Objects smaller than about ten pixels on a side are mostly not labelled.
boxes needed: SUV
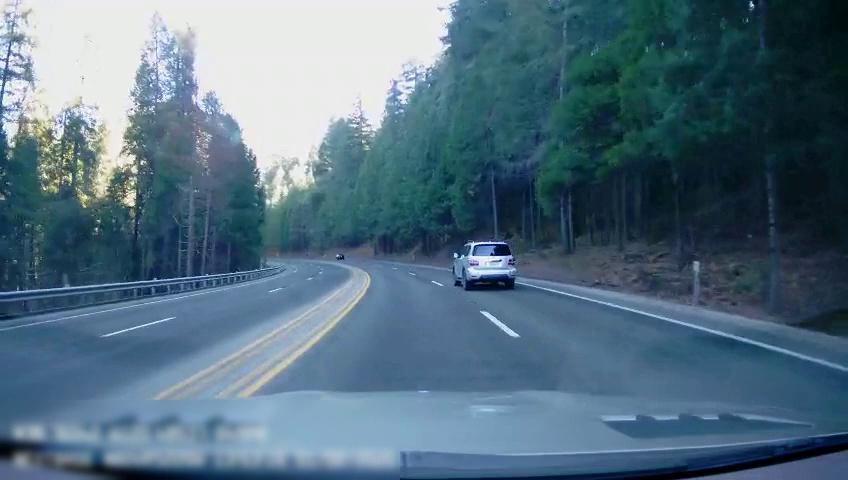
[451,241,517,291]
